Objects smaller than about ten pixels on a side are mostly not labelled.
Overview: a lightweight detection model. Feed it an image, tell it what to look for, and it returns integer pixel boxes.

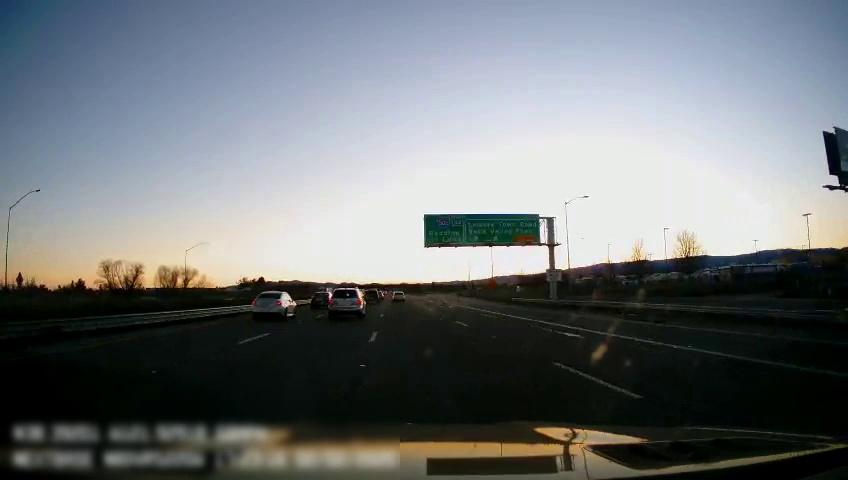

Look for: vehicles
[328,288,366,321]
[391,290,406,302]
[310,293,332,311]
[363,289,380,304]
[250,291,298,323]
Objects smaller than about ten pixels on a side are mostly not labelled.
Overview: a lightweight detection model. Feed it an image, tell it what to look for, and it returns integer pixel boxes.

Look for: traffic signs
[423,214,540,246]
[545,269,562,282]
